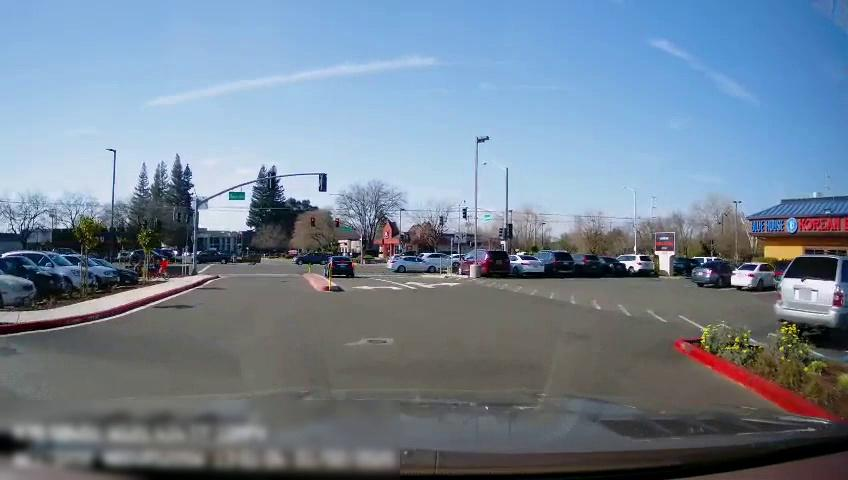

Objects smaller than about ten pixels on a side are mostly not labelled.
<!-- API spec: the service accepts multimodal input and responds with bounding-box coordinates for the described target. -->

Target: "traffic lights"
[439,216,444,227]
[267,171,276,189]
[318,173,327,192]
[462,208,467,220]
[507,223,513,239]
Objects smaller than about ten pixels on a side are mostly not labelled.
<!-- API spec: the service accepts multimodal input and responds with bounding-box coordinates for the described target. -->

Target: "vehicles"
[0,256,66,297]
[447,254,468,261]
[667,257,700,276]
[774,255,848,339]
[60,254,121,288]
[294,252,330,265]
[324,256,353,278]
[434,249,457,255]
[571,254,602,275]
[508,254,545,277]
[598,256,624,275]
[534,251,575,275]
[694,257,721,268]
[616,254,654,277]
[0,251,97,291]
[89,258,139,285]
[692,261,740,288]
[53,248,80,255]
[387,256,441,273]
[0,270,37,308]
[730,262,777,291]
[128,249,168,266]
[457,249,511,278]
[773,261,792,288]
[191,249,230,264]
[419,253,460,268]
[392,250,422,260]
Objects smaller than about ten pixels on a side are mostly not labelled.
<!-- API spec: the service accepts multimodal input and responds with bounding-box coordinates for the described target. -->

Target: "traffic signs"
[455,233,466,243]
[228,191,245,200]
